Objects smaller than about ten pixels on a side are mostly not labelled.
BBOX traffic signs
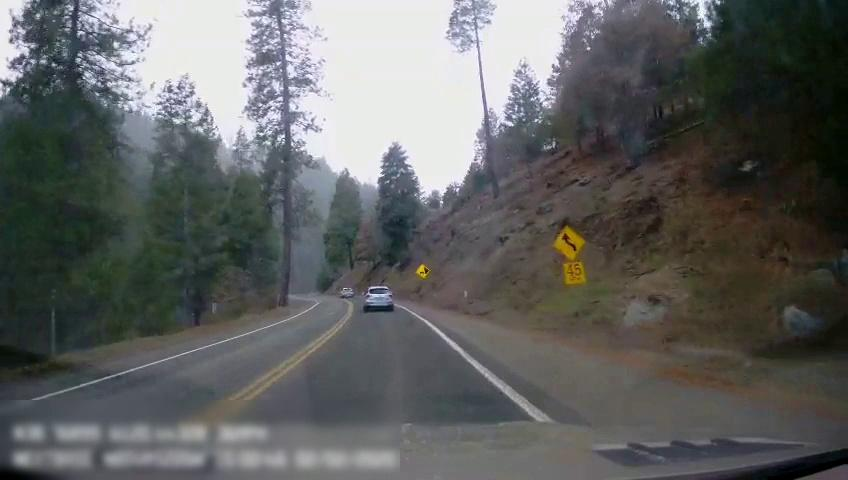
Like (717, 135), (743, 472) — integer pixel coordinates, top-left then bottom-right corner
(563, 261), (586, 286)
(554, 225), (585, 260)
(415, 263), (431, 280)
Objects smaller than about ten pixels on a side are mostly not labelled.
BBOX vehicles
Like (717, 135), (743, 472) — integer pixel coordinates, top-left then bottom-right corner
(362, 286), (394, 312)
(339, 288), (354, 298)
